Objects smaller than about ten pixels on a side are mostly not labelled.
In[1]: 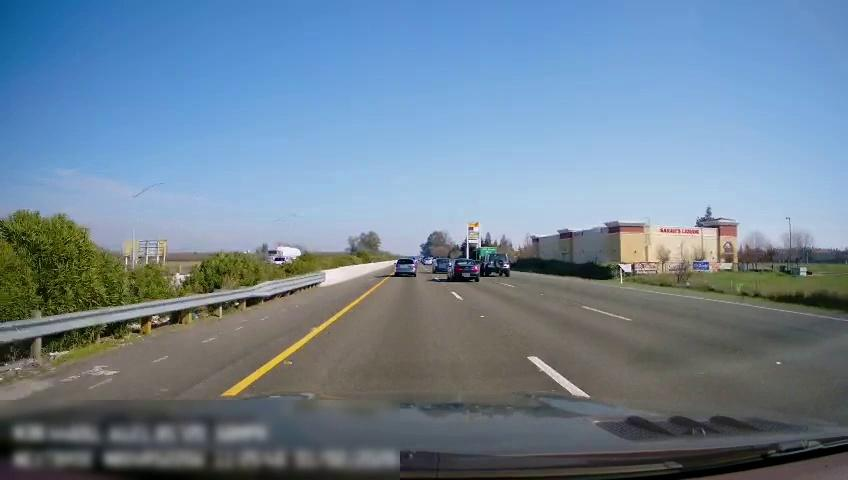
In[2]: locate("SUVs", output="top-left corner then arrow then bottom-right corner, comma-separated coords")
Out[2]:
393,257 -> 419,277
476,253 -> 512,279
432,257 -> 452,274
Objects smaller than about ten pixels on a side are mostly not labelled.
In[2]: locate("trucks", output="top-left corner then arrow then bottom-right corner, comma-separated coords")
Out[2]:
266,246 -> 303,263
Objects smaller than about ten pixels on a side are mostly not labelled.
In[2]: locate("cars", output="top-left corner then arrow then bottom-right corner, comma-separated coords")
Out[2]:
422,257 -> 434,266
447,258 -> 481,283
271,256 -> 288,266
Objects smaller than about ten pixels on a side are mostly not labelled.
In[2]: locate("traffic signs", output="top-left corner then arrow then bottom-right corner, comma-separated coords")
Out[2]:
477,247 -> 498,259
